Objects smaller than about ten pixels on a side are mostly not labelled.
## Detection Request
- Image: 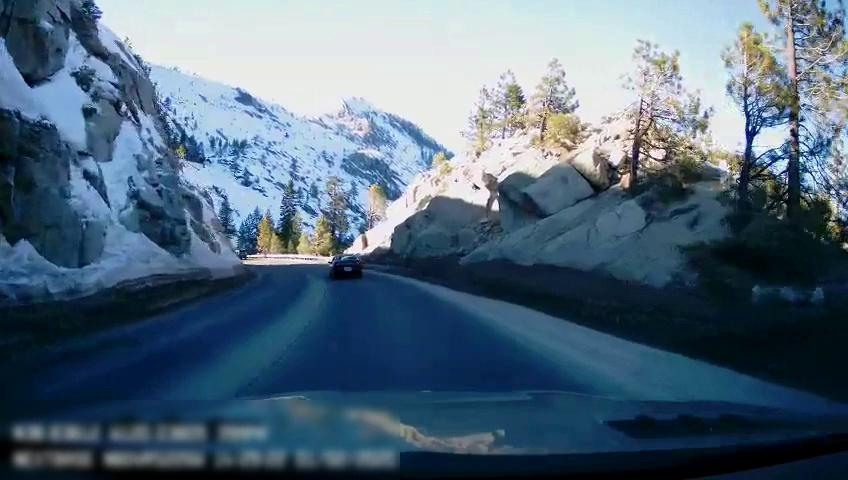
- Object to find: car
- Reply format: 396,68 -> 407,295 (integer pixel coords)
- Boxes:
328,253 -> 362,278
